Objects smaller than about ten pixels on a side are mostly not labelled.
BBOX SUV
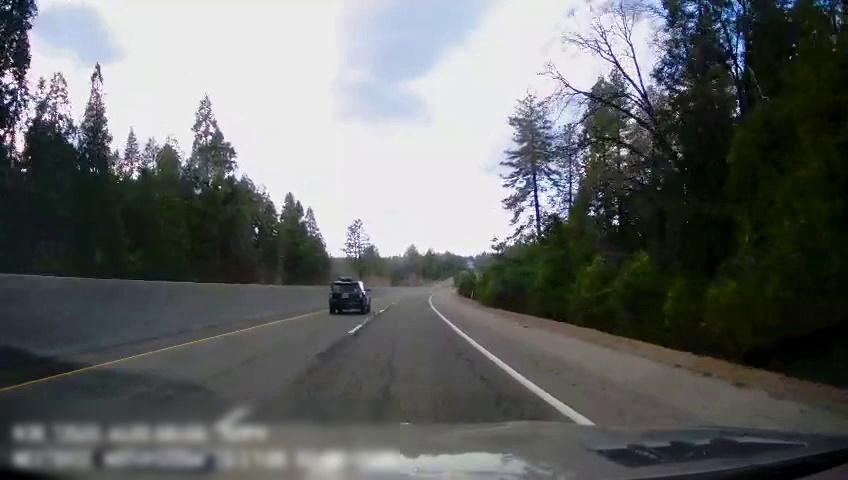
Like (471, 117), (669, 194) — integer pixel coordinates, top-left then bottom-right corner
(328, 280), (372, 316)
